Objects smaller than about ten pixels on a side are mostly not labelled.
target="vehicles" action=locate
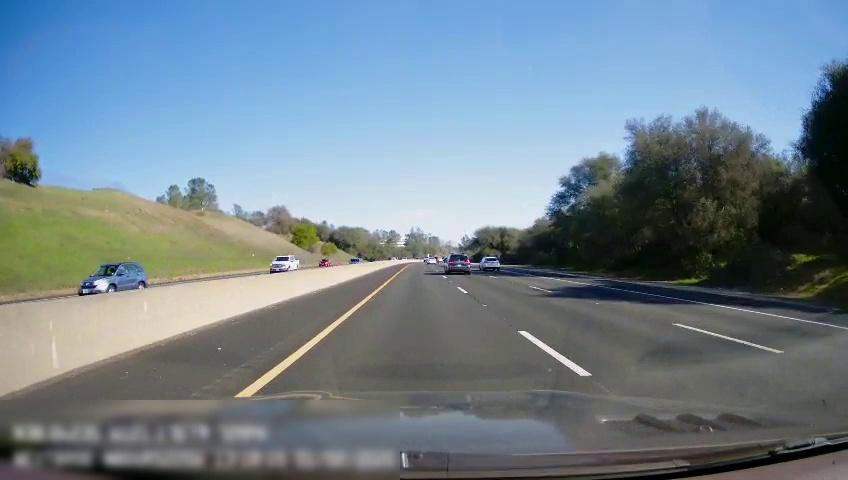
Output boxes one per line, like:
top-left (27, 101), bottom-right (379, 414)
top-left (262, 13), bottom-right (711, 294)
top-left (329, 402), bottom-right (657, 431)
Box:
top-left (269, 255), bottom-right (300, 274)
top-left (78, 262), bottom-right (147, 296)
top-left (350, 258), bottom-right (360, 264)
top-left (427, 256), bottom-right (437, 265)
top-left (479, 256), bottom-right (501, 272)
top-left (444, 254), bottom-right (471, 275)
top-left (319, 259), bottom-right (330, 267)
